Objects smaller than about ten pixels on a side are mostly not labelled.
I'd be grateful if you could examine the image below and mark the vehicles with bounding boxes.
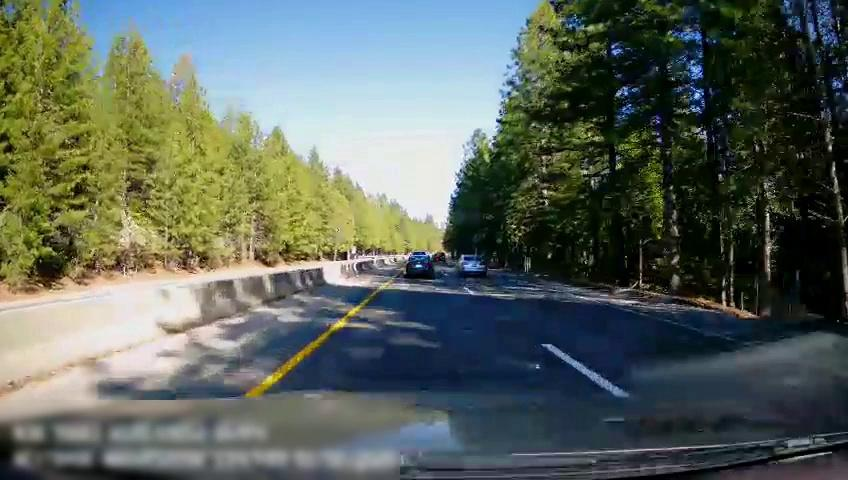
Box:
[432,252,446,264]
[413,251,427,257]
[456,254,486,277]
[405,255,431,278]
